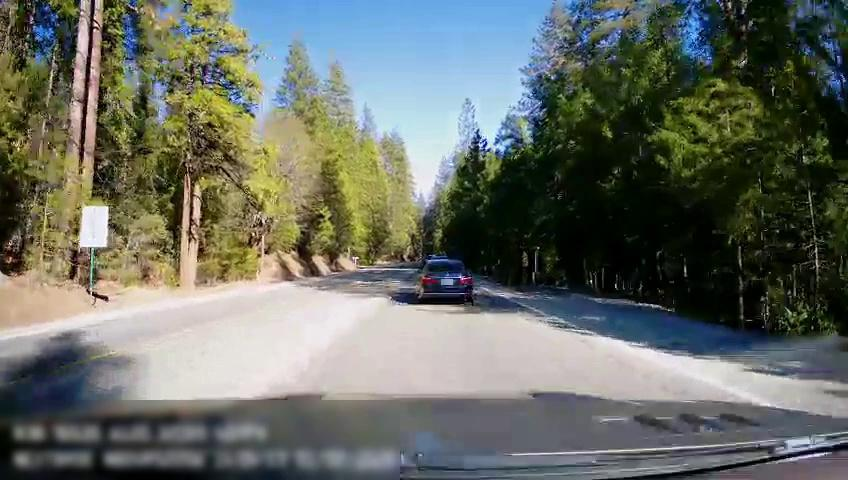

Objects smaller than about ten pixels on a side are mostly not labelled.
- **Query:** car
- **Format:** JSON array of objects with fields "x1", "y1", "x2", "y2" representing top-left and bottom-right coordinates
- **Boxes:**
[{"x1": 415, "y1": 258, "x2": 474, "y2": 303}]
